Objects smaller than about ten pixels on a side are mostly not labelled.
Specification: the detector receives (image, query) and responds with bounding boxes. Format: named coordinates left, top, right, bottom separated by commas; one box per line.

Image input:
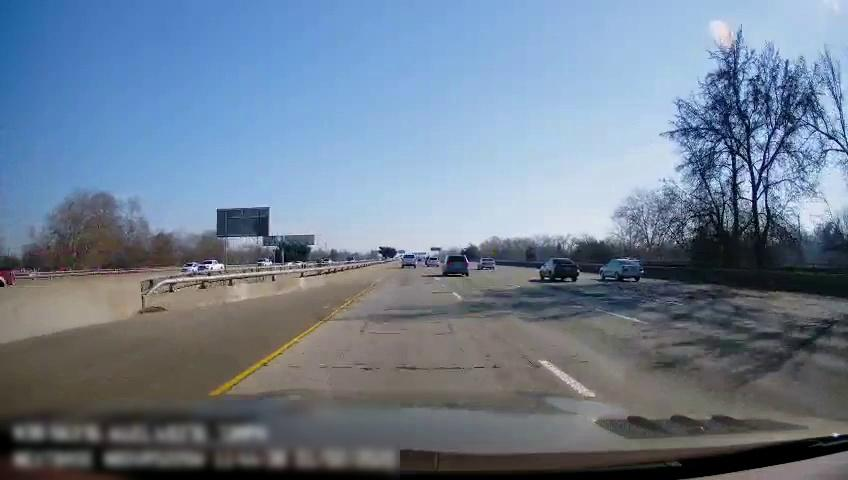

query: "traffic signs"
left=216, top=206, right=270, bottom=237
left=414, top=252, right=427, bottom=256
left=285, top=234, right=316, bottom=248
left=262, top=235, right=278, bottom=246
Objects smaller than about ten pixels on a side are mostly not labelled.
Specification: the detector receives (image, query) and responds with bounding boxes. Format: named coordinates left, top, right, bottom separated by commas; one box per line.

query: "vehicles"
left=256, top=258, right=274, bottom=267
left=538, top=257, right=580, bottom=282
left=319, top=256, right=333, bottom=266
left=400, top=254, right=417, bottom=269
left=0, top=268, right=18, bottom=289
left=477, top=256, right=495, bottom=271
left=441, top=254, right=469, bottom=277
left=426, top=257, right=440, bottom=268
left=196, top=259, right=226, bottom=273
left=180, top=261, right=200, bottom=273
left=599, top=257, right=645, bottom=282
